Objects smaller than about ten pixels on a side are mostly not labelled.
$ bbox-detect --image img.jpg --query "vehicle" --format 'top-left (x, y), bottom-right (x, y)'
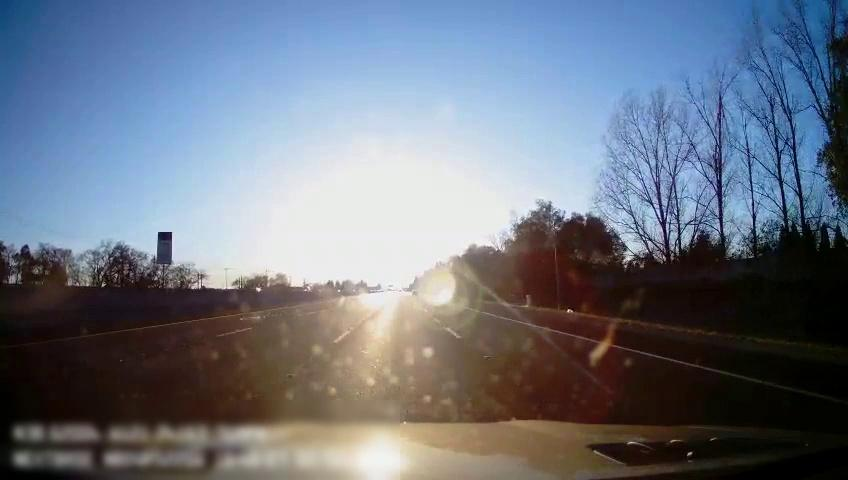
top-left (249, 288), bottom-right (262, 294)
